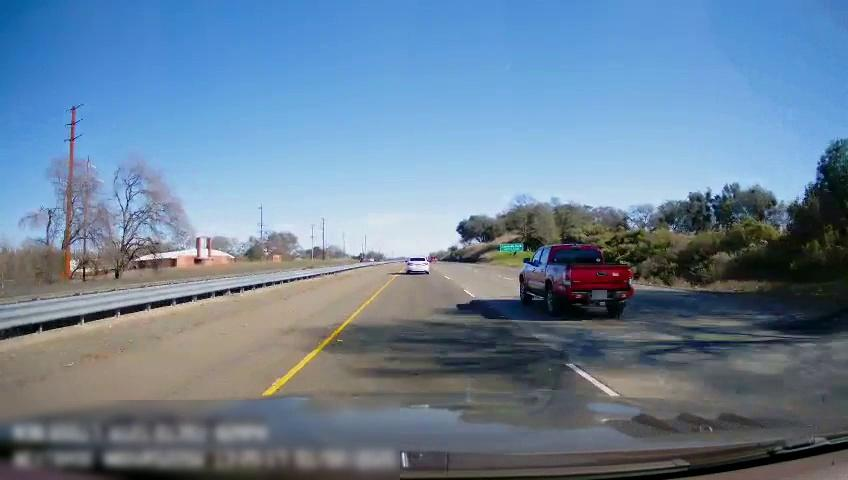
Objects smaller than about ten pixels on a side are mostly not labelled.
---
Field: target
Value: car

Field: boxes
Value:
[404,256,430,275]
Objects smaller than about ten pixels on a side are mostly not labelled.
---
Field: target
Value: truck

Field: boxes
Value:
[518,243,635,319]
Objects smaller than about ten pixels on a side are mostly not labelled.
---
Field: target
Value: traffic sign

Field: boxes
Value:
[500,243,524,253]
